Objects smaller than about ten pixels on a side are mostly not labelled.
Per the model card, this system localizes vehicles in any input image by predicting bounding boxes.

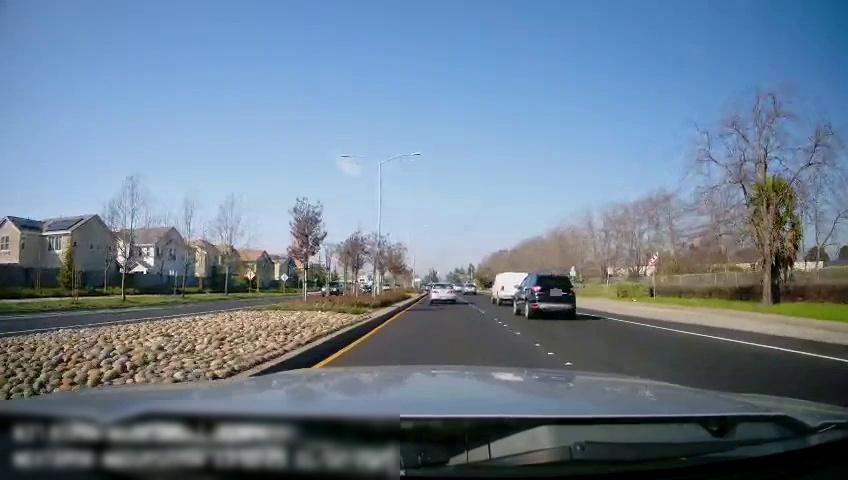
[487,272,529,307]
[512,274,578,319]
[430,281,455,304]
[462,282,477,295]
[321,282,344,297]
